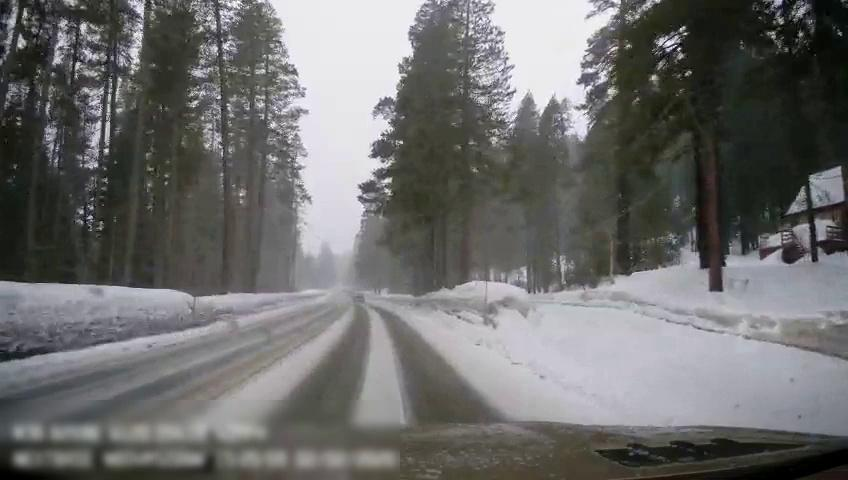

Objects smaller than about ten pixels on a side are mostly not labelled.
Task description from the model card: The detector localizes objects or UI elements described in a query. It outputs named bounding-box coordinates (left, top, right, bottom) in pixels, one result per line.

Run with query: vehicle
left=352, top=290, right=365, bottom=303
